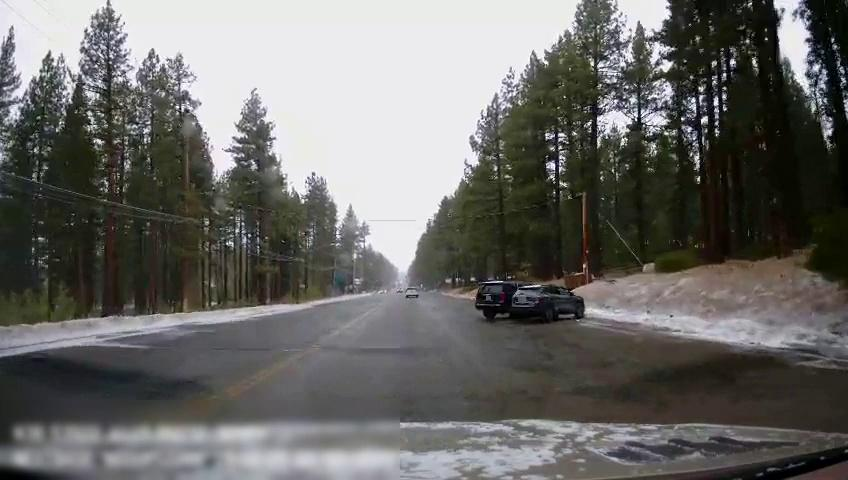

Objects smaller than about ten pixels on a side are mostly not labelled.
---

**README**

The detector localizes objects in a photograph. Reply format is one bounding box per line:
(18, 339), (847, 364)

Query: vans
(403, 286), (418, 299)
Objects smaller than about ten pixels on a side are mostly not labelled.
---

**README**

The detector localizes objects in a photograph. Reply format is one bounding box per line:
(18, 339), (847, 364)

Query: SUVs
(475, 281), (524, 321)
(511, 284), (586, 324)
